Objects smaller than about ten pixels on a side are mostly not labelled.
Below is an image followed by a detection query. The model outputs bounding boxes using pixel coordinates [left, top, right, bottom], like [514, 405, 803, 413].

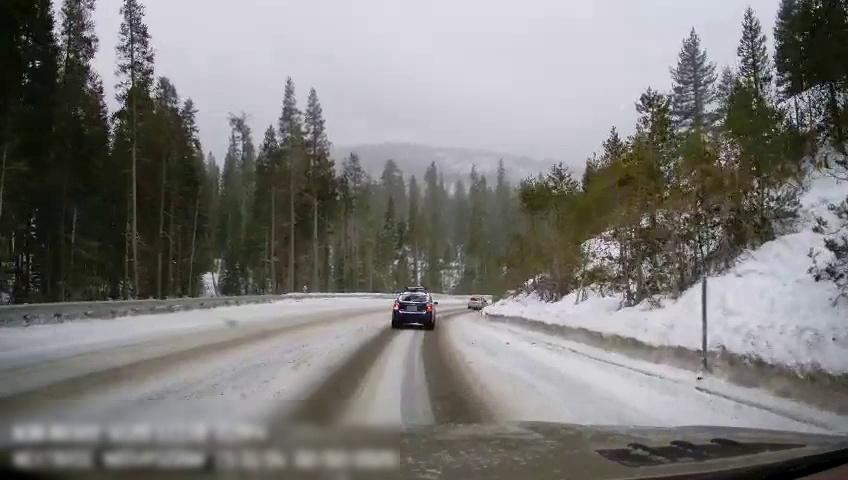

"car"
[467, 296, 488, 310]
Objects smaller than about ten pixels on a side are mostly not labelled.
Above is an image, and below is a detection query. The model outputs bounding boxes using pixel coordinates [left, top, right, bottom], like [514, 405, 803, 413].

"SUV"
[391, 286, 439, 331]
